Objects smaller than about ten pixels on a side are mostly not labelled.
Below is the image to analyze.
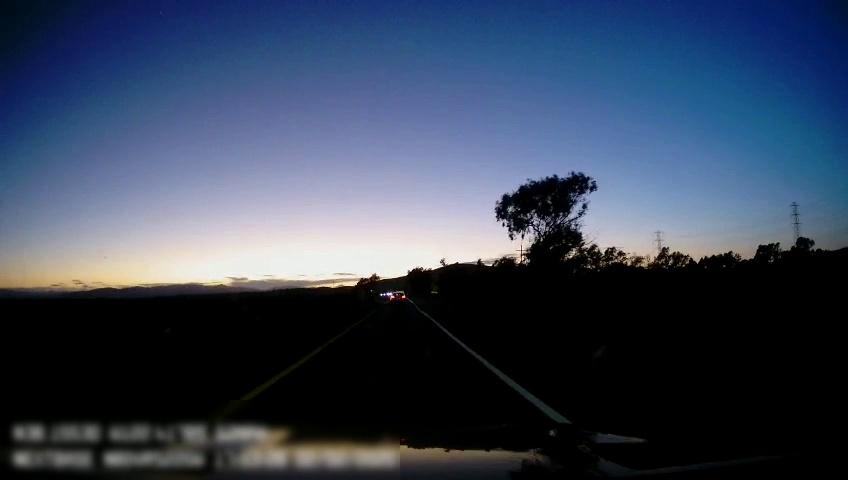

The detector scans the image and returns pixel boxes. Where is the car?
[390,291,407,305]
